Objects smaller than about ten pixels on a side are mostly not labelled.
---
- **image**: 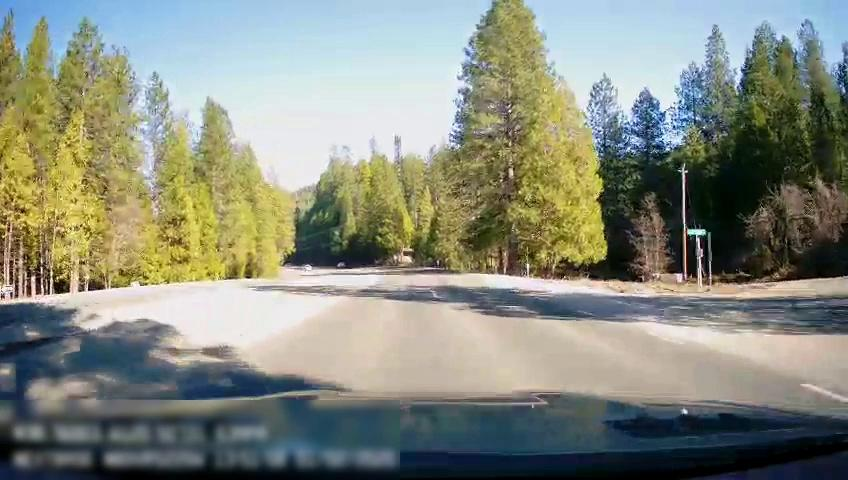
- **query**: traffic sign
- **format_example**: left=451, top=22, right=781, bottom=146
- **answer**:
left=687, top=228, right=706, bottom=236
